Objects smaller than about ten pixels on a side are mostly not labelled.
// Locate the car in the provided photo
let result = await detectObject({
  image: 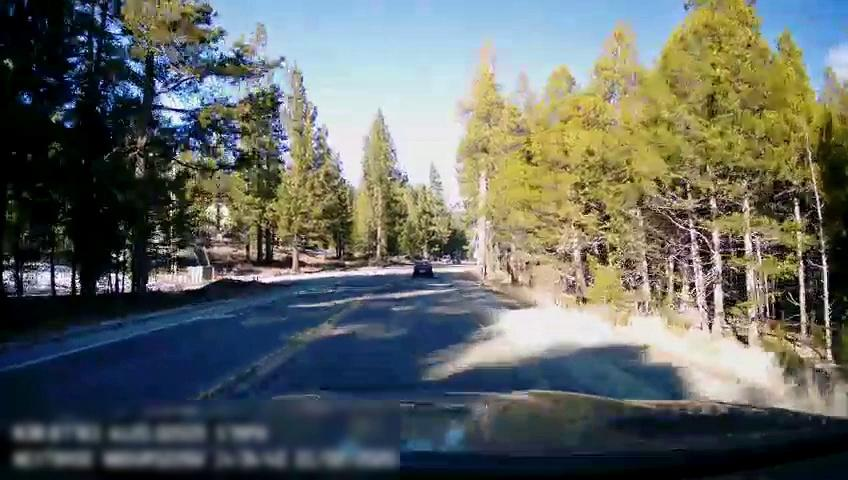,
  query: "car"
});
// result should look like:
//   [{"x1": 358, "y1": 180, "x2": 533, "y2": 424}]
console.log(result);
[{"x1": 413, "y1": 261, "x2": 433, "y2": 277}]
